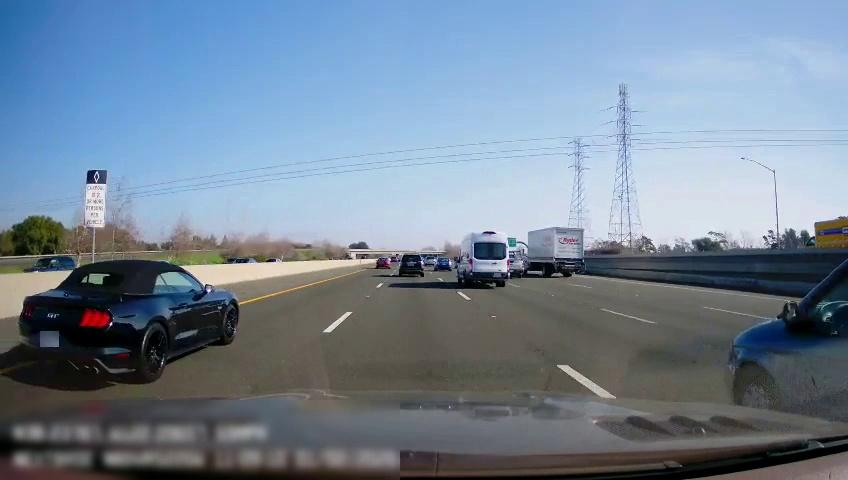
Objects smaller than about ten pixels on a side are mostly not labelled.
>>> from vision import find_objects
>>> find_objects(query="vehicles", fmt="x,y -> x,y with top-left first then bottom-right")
231,257 -> 257,265
805,216 -> 848,248
261,257 -> 282,264
345,252 -> 357,261
727,259 -> 848,424
23,255 -> 76,274
221,258 -> 242,265
17,259 -> 242,387
518,225 -> 585,279
506,250 -> 526,279
423,256 -> 436,267
375,257 -> 391,269
398,254 -> 425,277
433,255 -> 452,271
453,230 -> 511,289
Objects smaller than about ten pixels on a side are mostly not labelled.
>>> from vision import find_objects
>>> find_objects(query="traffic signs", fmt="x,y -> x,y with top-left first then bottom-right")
507,237 -> 517,248
83,168 -> 108,229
